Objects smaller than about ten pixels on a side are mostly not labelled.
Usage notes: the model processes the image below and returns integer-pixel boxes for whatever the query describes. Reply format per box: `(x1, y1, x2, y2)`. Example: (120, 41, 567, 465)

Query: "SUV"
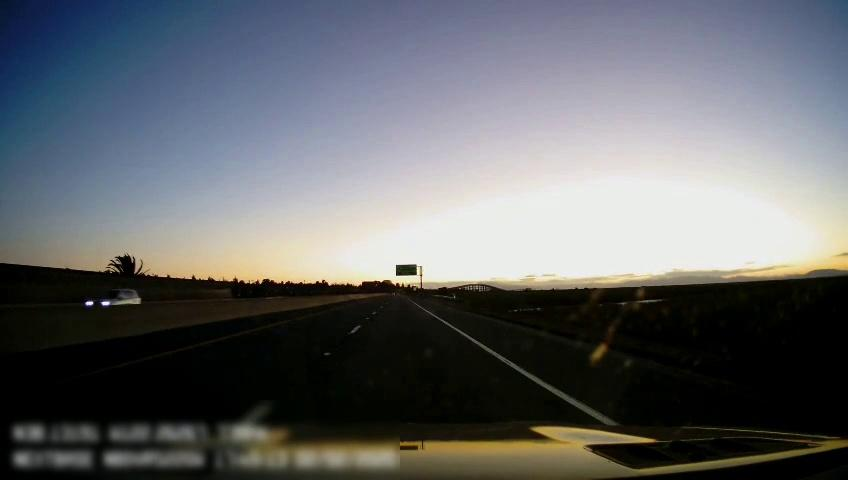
(83, 288, 142, 307)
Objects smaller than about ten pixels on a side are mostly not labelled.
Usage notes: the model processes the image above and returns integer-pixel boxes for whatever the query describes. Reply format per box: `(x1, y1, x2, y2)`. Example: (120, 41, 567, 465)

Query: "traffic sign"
(395, 264, 418, 277)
